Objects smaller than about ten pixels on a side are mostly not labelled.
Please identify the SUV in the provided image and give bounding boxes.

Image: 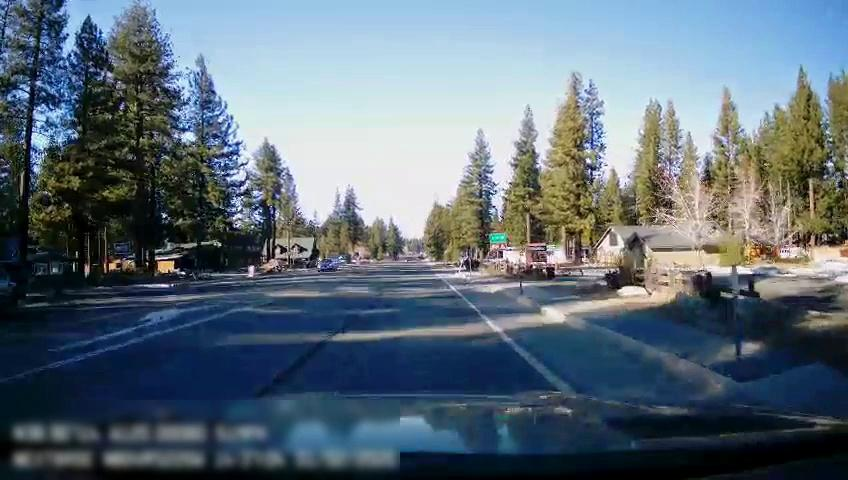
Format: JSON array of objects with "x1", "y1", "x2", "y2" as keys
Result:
[{"x1": 317, "y1": 258, "x2": 338, "y2": 273}]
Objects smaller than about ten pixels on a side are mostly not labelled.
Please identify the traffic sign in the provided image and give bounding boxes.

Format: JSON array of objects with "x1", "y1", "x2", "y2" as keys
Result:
[{"x1": 488, "y1": 231, "x2": 511, "y2": 246}]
